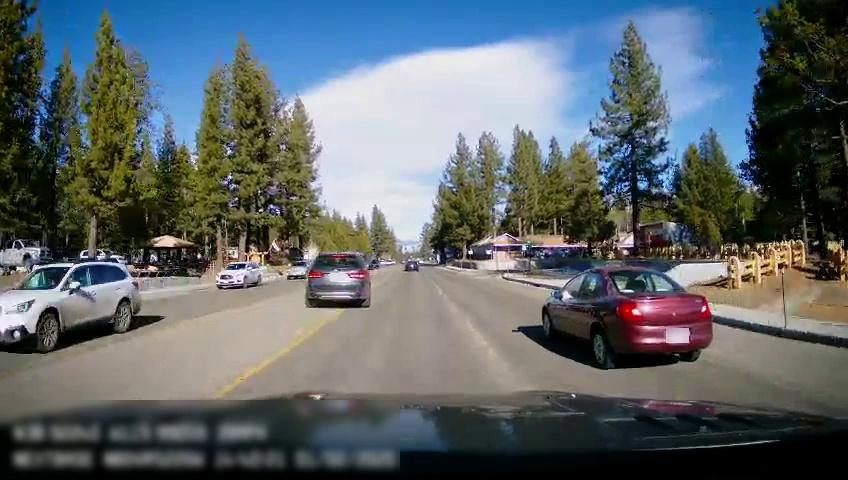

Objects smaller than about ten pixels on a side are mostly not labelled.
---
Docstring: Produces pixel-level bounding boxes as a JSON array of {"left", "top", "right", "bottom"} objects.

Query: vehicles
[
  {"left": 404, "top": 259, "right": 418, "bottom": 271},
  {"left": 365, "top": 259, "right": 382, "bottom": 270},
  {"left": 541, "top": 264, "right": 714, "bottom": 370},
  {"left": 0, "top": 240, "right": 47, "bottom": 268},
  {"left": 305, "top": 253, "right": 371, "bottom": 310},
  {"left": 79, "top": 247, "right": 128, "bottom": 264},
  {"left": 0, "top": 263, "right": 140, "bottom": 355},
  {"left": 216, "top": 262, "right": 262, "bottom": 290},
  {"left": 287, "top": 260, "right": 311, "bottom": 280}
]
